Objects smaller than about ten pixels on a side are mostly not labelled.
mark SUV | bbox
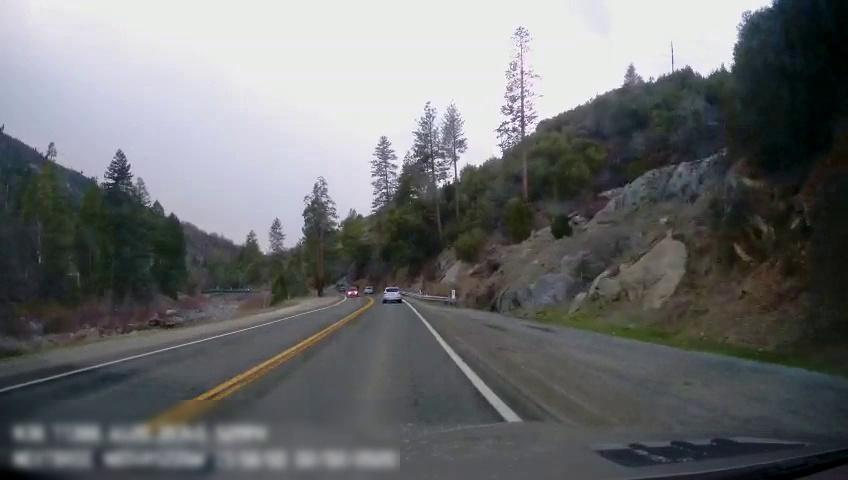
[345,287,358,298]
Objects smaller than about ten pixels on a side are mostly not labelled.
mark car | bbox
[382,287,402,304]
